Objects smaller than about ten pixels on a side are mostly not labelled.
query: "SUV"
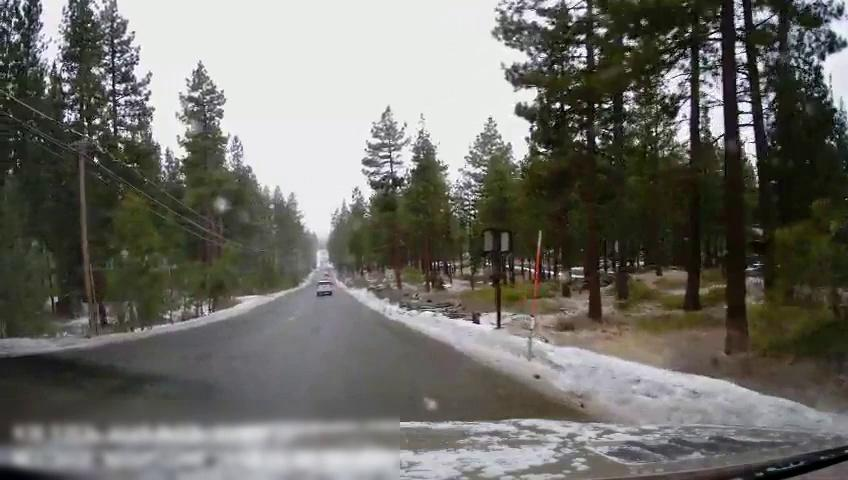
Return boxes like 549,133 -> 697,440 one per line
315,279 -> 335,298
